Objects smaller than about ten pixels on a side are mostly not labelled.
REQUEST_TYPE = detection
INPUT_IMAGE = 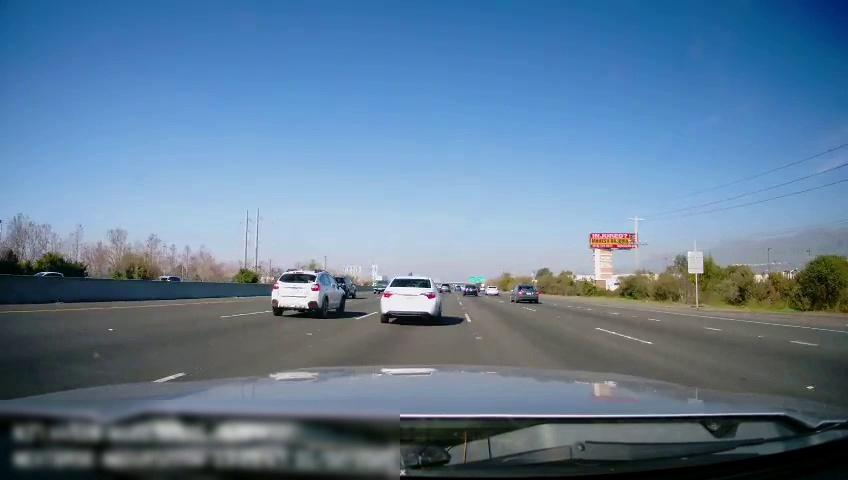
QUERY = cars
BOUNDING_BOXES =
[380,276,442,324]
[463,284,478,297]
[158,275,181,283]
[31,271,64,279]
[510,284,539,304]
[484,285,499,296]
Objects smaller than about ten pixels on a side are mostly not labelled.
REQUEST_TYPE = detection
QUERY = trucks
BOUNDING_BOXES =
[373,279,393,295]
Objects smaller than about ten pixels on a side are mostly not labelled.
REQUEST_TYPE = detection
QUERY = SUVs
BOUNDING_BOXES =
[331,276,357,299]
[439,283,451,294]
[270,267,347,319]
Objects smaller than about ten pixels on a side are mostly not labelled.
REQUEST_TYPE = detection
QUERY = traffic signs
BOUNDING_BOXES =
[471,275,486,283]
